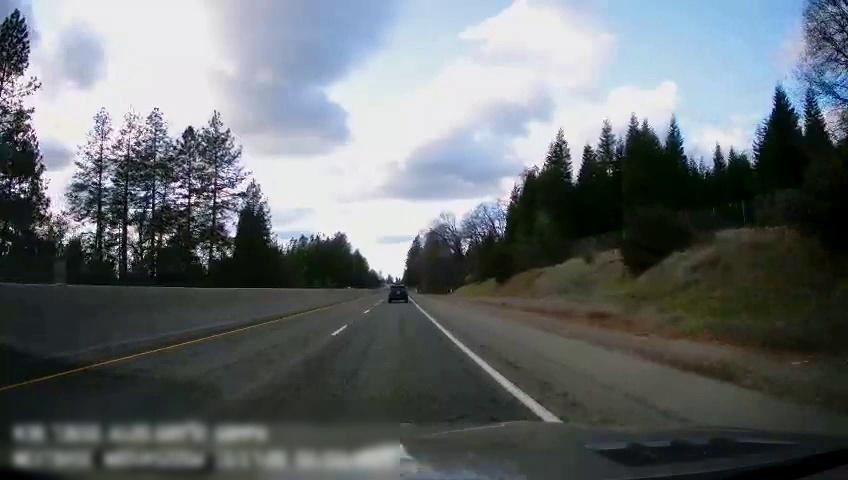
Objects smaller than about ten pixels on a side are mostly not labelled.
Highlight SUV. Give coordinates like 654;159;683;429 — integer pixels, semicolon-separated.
387;284;409;304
